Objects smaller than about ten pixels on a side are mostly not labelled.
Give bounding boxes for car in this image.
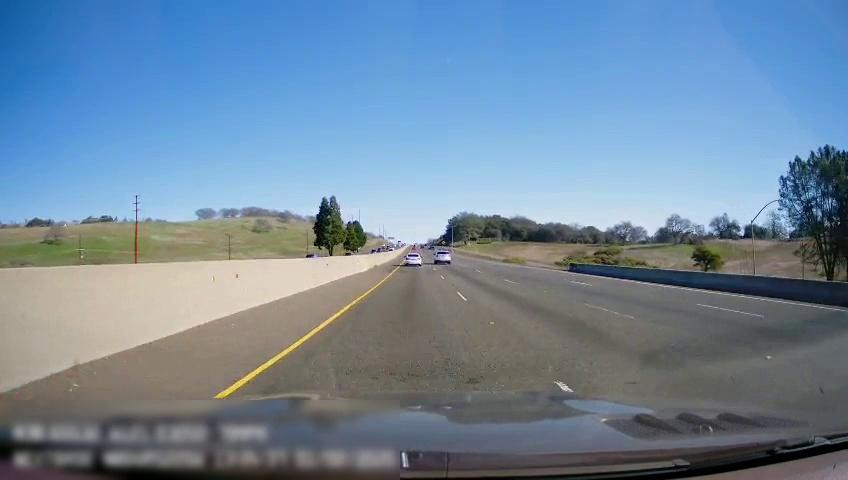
[403,253,422,267]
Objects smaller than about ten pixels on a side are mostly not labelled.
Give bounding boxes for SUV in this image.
[433,251,451,265]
